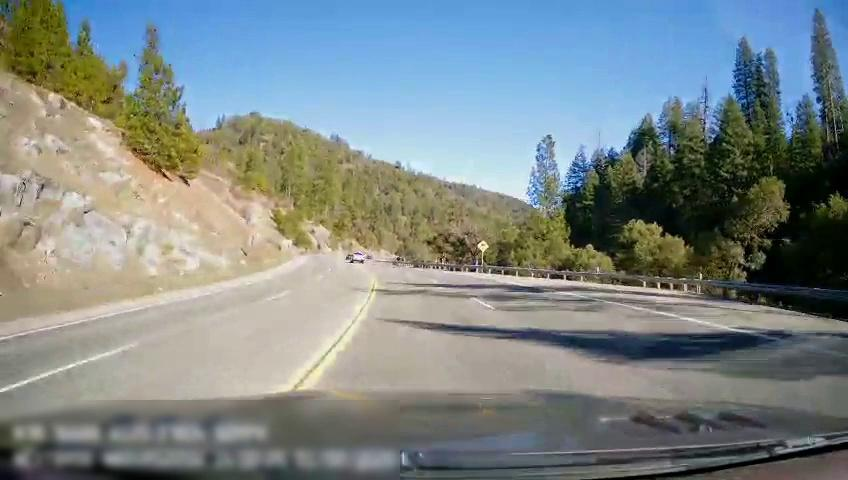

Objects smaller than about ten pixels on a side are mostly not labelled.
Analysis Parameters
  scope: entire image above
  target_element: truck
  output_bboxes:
[347,250,365,263]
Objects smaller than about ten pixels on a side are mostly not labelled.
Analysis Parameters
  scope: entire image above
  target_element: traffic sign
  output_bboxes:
[477,240,489,254]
